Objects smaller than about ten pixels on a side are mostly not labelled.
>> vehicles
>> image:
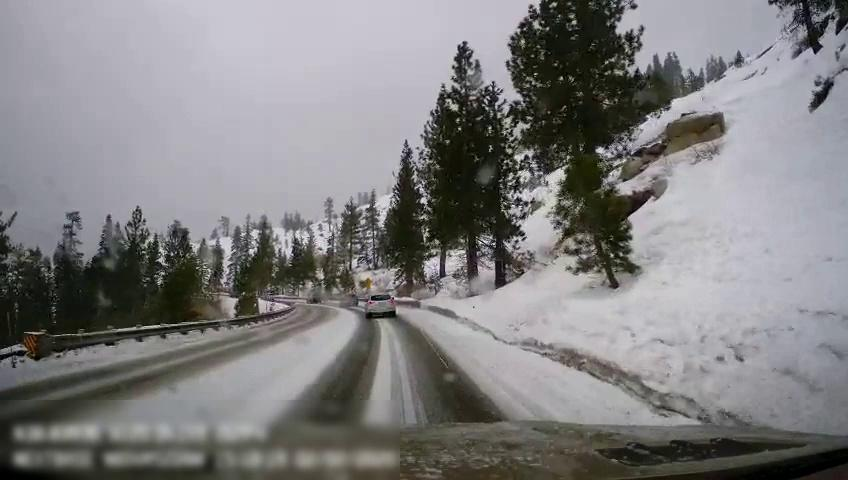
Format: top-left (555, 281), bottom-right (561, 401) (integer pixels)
top-left (341, 294), bottom-right (358, 306)
top-left (364, 292), bottom-right (396, 319)
top-left (306, 292), bottom-right (322, 305)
